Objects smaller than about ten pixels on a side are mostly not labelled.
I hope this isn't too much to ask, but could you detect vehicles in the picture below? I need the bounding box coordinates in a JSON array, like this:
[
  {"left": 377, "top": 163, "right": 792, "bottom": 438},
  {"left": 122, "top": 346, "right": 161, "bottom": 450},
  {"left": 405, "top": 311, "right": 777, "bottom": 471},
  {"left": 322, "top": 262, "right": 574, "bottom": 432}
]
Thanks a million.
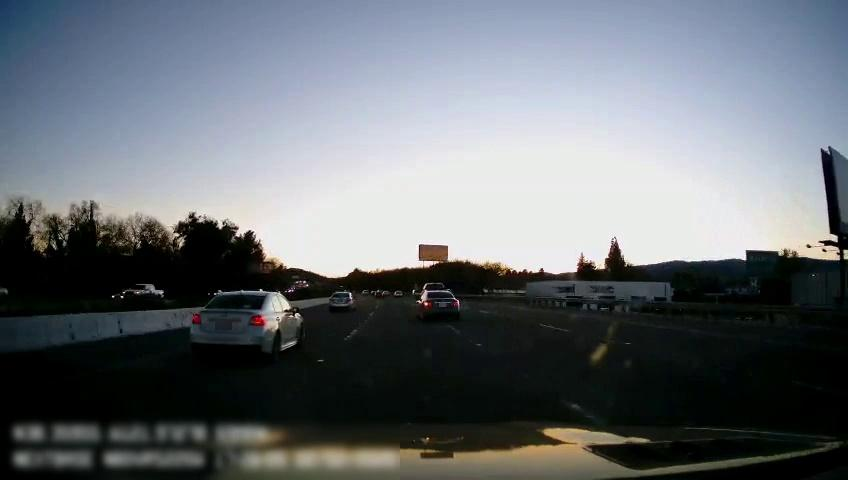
[
  {"left": 112, "top": 289, "right": 125, "bottom": 299},
  {"left": 415, "top": 290, "right": 460, "bottom": 321},
  {"left": 207, "top": 290, "right": 222, "bottom": 298},
  {"left": 122, "top": 283, "right": 165, "bottom": 299},
  {"left": 423, "top": 282, "right": 446, "bottom": 289},
  {"left": 328, "top": 292, "right": 355, "bottom": 312},
  {"left": 189, "top": 291, "right": 307, "bottom": 365}
]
